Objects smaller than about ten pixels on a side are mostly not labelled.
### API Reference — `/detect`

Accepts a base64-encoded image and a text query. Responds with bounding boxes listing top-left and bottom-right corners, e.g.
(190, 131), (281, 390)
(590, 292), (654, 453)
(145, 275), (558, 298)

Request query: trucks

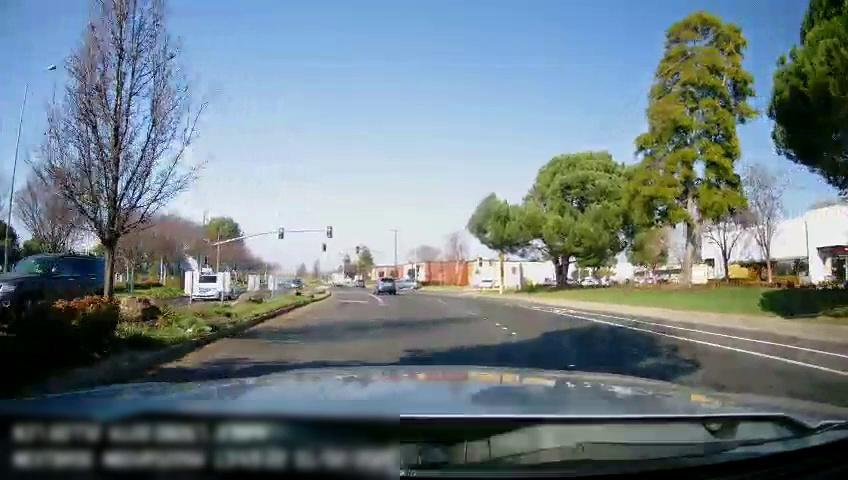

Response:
(332, 273), (344, 288)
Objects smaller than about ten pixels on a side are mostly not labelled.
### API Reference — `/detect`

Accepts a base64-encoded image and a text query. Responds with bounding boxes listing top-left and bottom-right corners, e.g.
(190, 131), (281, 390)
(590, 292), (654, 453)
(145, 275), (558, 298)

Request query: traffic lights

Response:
(327, 226), (333, 239)
(279, 228), (284, 240)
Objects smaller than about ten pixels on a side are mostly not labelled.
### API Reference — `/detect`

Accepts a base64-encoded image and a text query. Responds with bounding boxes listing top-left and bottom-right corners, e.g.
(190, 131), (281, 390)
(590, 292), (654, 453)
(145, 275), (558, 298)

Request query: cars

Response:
(189, 274), (241, 302)
(472, 279), (496, 289)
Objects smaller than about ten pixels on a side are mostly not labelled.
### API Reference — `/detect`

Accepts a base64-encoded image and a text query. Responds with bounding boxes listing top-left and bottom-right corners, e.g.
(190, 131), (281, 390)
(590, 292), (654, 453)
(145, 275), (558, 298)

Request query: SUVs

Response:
(396, 279), (420, 289)
(0, 256), (112, 312)
(373, 277), (397, 295)
(290, 279), (306, 290)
